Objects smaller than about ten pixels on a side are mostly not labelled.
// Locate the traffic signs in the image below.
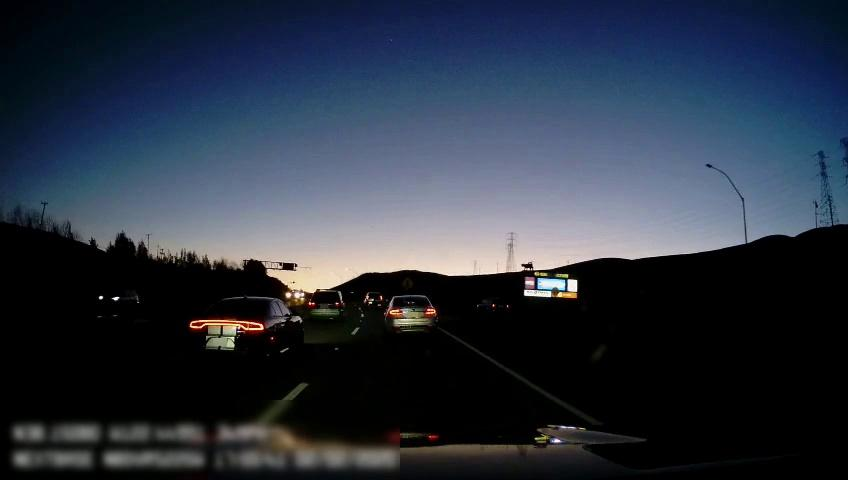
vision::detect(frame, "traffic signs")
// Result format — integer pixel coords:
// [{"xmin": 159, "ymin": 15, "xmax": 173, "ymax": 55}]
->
[{"xmin": 400, "ymin": 276, "xmax": 414, "ymax": 291}]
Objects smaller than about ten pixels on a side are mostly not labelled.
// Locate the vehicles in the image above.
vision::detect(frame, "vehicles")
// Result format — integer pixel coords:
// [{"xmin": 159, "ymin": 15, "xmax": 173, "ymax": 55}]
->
[
  {"xmin": 476, "ymin": 298, "xmax": 512, "ymax": 316},
  {"xmin": 97, "ymin": 288, "xmax": 140, "ymax": 312},
  {"xmin": 307, "ymin": 288, "xmax": 345, "ymax": 321},
  {"xmin": 363, "ymin": 291, "xmax": 385, "ymax": 310},
  {"xmin": 383, "ymin": 295, "xmax": 439, "ymax": 343},
  {"xmin": 186, "ymin": 295, "xmax": 305, "ymax": 371},
  {"xmin": 283, "ymin": 288, "xmax": 302, "ymax": 301}
]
